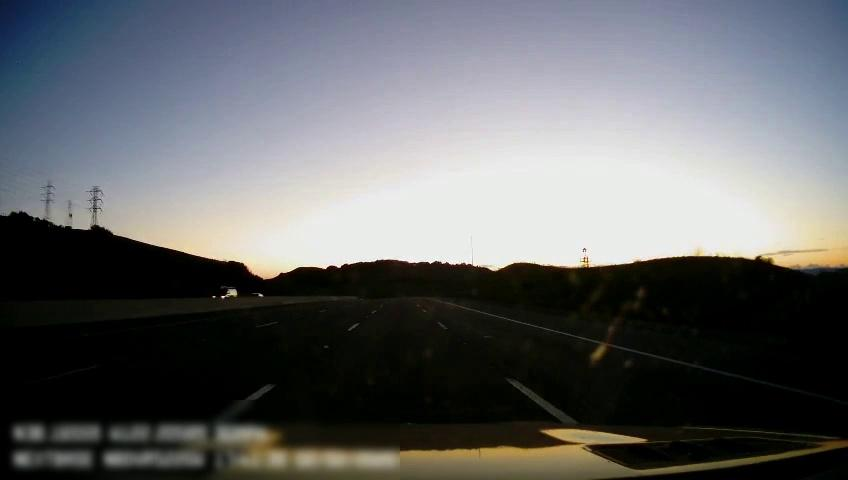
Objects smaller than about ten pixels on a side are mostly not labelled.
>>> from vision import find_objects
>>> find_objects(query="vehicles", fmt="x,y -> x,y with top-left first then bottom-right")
211,287 -> 238,299
251,292 -> 264,298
